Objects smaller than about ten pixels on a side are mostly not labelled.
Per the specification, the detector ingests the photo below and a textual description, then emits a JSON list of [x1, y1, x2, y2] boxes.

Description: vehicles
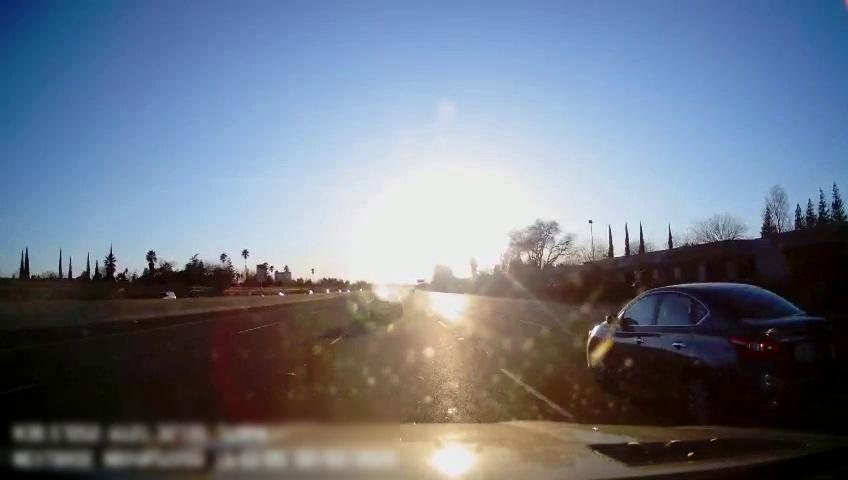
[[303, 289, 314, 295], [586, 282, 840, 426], [270, 290, 285, 296], [369, 292, 403, 320], [156, 291, 176, 300]]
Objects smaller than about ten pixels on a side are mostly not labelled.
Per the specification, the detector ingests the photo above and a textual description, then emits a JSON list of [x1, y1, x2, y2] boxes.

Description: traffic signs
[[256, 264, 265, 283]]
